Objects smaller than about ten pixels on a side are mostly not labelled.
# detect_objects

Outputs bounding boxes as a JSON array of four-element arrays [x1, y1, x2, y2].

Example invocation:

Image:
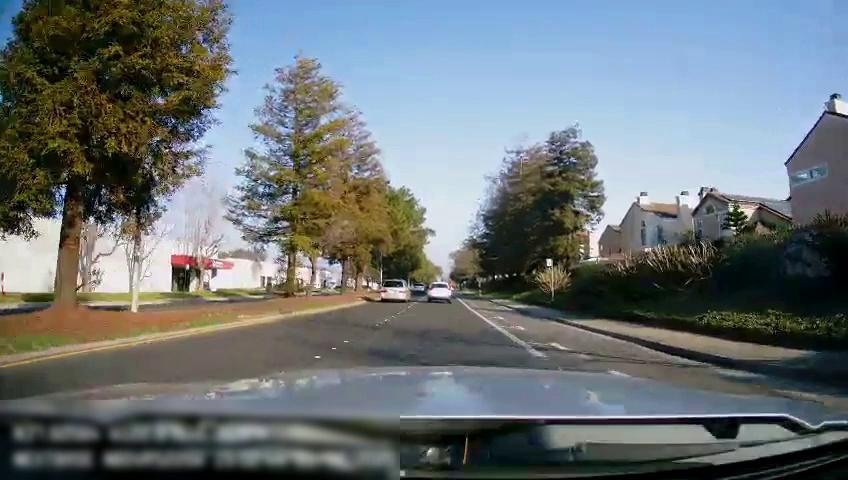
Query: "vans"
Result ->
[[380, 278, 412, 303]]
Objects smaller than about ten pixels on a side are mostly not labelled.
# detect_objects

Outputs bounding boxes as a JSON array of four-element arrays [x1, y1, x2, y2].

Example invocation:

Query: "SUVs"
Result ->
[[411, 282, 427, 295], [427, 281, 452, 303]]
